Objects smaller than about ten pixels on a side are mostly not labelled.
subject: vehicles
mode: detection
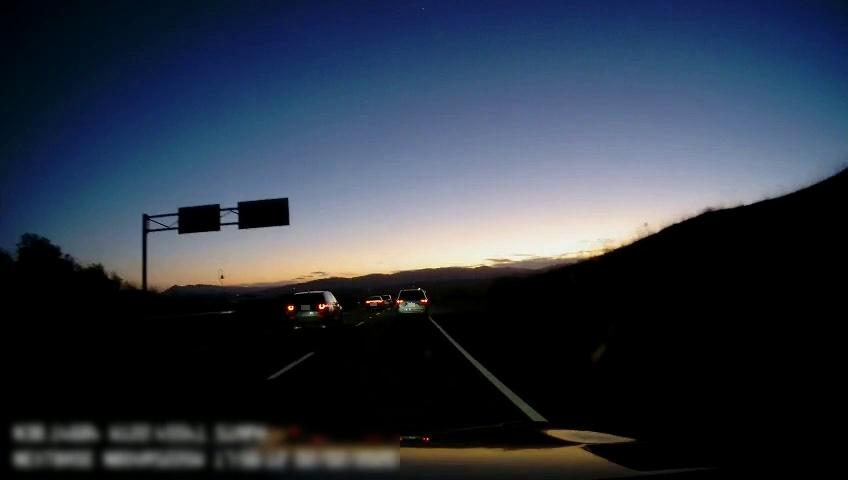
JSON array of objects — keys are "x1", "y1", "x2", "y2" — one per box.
[
  {"x1": 381, "y1": 294, "x2": 393, "y2": 306},
  {"x1": 365, "y1": 295, "x2": 385, "y2": 310},
  {"x1": 396, "y1": 288, "x2": 430, "y2": 322},
  {"x1": 286, "y1": 290, "x2": 344, "y2": 334}
]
